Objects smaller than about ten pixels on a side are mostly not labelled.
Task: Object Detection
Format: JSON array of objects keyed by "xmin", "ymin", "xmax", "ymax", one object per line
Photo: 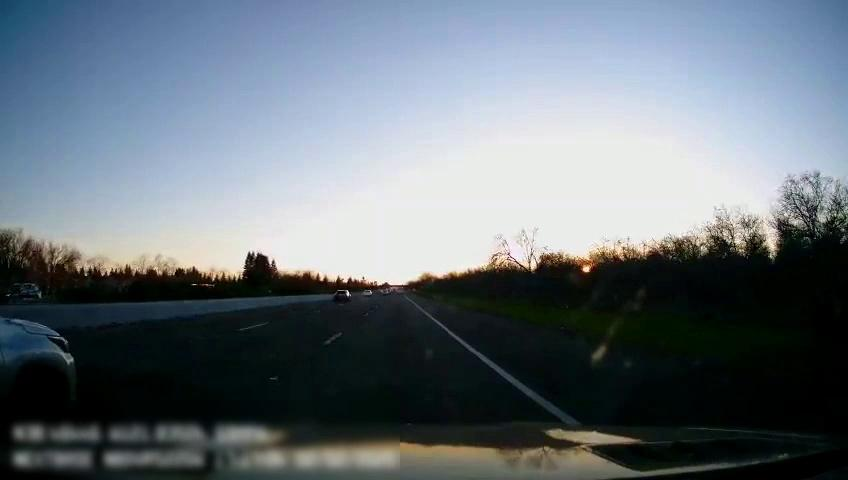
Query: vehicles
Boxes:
[
  {"xmin": 0, "ymin": 318, "xmax": 79, "ymax": 447},
  {"xmin": 334, "ymin": 289, "xmax": 352, "ymax": 303},
  {"xmin": 0, "ymin": 281, "xmax": 43, "ymax": 305}
]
